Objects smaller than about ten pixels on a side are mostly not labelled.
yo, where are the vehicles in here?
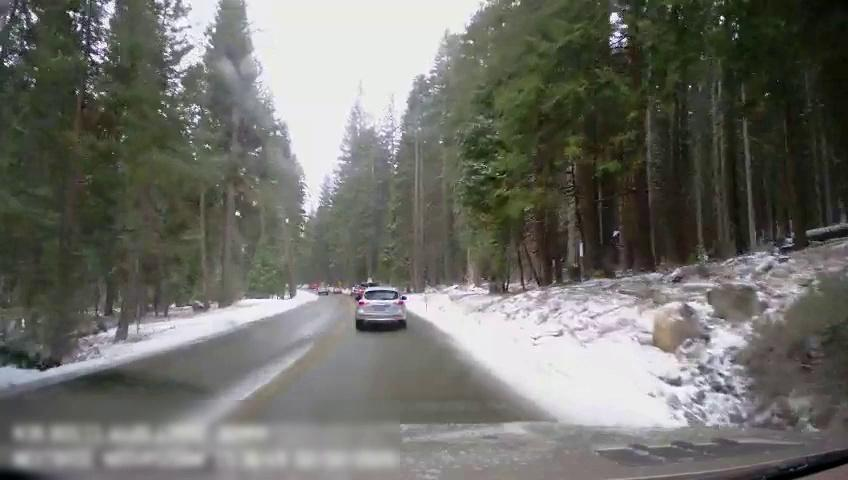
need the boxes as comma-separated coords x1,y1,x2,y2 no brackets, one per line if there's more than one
354,286,408,331
333,287,343,294
317,285,329,296
355,281,380,302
